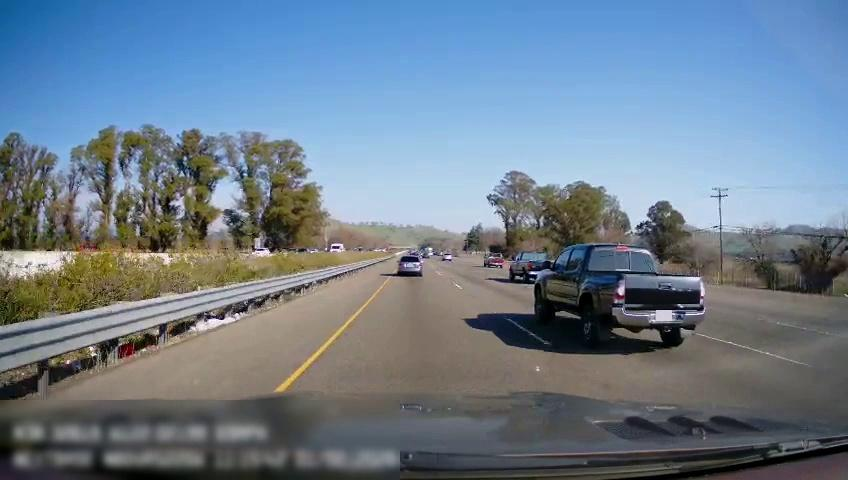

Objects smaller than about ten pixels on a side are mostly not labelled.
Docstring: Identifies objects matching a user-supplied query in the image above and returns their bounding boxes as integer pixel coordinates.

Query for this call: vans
[329,242,345,253]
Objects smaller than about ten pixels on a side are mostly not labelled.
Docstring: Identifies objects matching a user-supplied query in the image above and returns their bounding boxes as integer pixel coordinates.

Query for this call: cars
[252,247,271,255]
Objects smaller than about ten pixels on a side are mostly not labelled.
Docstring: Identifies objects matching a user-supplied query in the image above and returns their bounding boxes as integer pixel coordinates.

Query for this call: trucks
[483,252,504,268]
[508,249,558,284]
[532,241,706,349]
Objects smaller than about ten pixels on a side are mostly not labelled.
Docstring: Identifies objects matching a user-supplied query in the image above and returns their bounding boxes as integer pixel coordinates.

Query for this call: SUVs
[397,255,423,276]
[441,252,452,262]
